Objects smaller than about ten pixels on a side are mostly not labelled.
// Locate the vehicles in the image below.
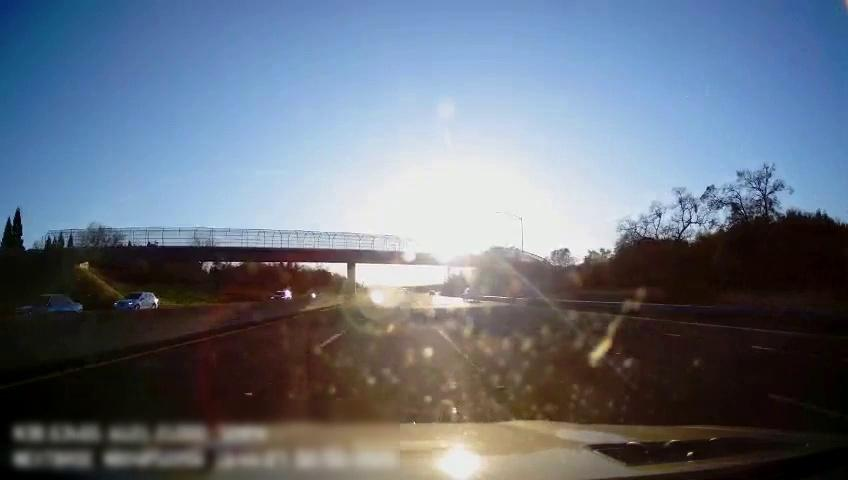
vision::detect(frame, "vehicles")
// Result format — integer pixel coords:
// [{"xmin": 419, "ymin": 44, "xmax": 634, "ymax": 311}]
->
[
  {"xmin": 463, "ymin": 288, "xmax": 480, "ymax": 301},
  {"xmin": 113, "ymin": 292, "xmax": 159, "ymax": 312},
  {"xmin": 303, "ymin": 292, "xmax": 316, "ymax": 300},
  {"xmin": 12, "ymin": 294, "xmax": 83, "ymax": 318},
  {"xmin": 270, "ymin": 291, "xmax": 293, "ymax": 302}
]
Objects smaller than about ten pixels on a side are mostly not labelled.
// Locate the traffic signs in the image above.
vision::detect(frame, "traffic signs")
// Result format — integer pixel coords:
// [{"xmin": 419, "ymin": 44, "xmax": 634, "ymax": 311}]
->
[{"xmin": 456, "ymin": 256, "xmax": 485, "ymax": 266}]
